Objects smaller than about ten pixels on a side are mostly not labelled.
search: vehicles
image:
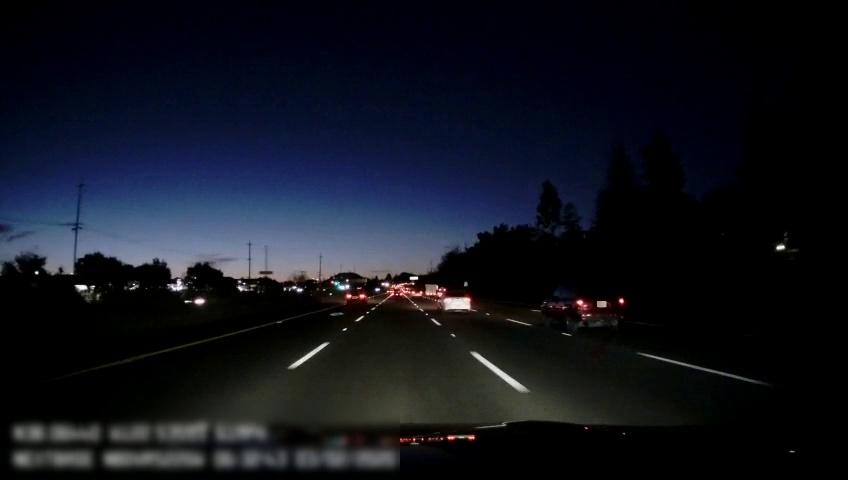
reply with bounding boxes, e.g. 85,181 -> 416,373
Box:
345,288 -> 368,307
542,282 -> 626,333
183,296 -> 208,305
437,290 -> 471,314
422,284 -> 437,301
